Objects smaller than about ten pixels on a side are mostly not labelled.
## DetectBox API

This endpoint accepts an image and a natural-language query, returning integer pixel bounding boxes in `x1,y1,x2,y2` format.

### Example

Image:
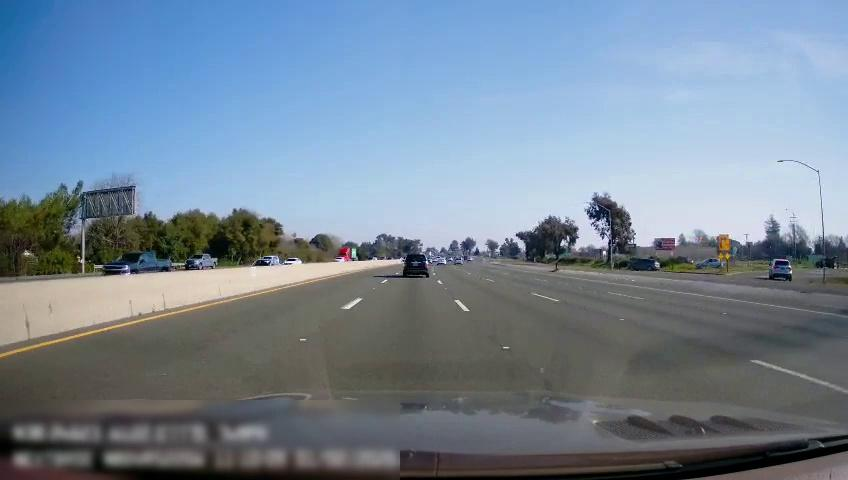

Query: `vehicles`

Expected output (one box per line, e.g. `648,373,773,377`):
337,246,357,263
436,257,447,266
627,256,662,272
401,253,430,278
282,257,302,266
101,250,173,277
333,256,345,263
263,255,280,265
767,258,793,282
814,257,840,270
185,253,219,270
253,258,273,267
696,255,724,269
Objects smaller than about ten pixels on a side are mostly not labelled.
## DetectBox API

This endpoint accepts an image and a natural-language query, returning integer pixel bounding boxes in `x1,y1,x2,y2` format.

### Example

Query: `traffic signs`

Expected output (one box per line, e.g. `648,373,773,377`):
718,233,731,252
82,184,136,219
